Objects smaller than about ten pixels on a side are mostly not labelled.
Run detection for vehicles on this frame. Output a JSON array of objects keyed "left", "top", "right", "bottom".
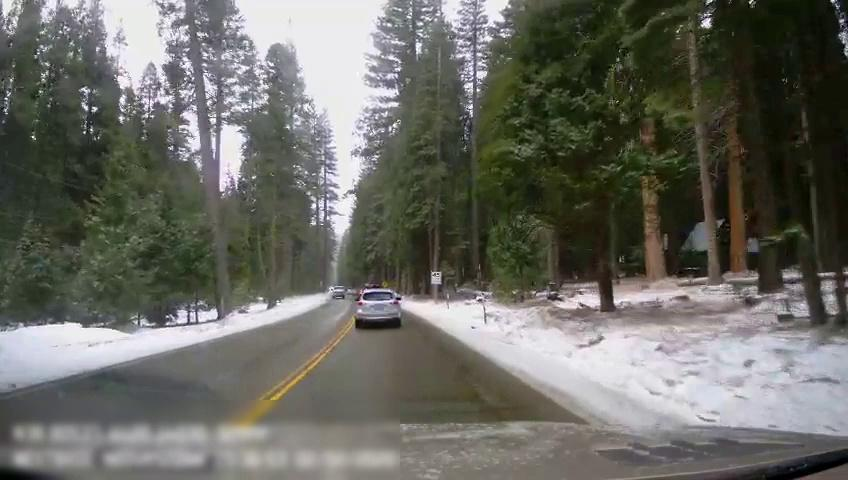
[
  {"left": 331, "top": 285, "right": 345, "bottom": 299},
  {"left": 354, "top": 287, "right": 402, "bottom": 329},
  {"left": 362, "top": 282, "right": 382, "bottom": 293}
]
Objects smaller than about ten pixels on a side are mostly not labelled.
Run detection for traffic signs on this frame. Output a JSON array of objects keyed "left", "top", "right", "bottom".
[{"left": 429, "top": 270, "right": 443, "bottom": 285}]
